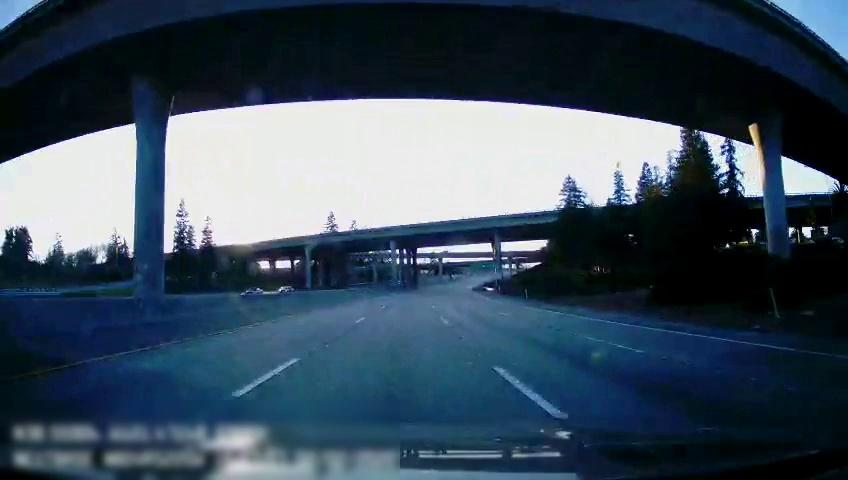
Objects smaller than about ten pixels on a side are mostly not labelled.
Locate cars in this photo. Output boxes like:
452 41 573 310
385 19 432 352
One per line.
245 286 264 295
278 285 295 294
